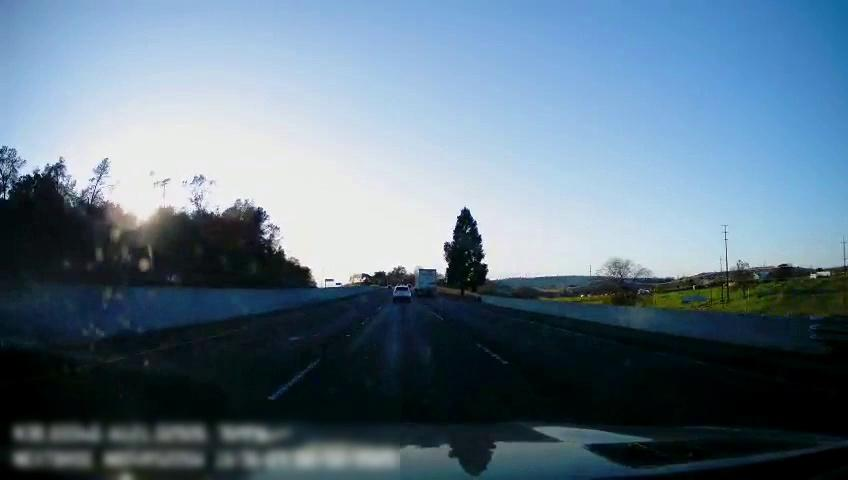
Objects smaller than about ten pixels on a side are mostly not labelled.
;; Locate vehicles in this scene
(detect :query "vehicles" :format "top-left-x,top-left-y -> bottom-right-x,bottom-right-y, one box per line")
414,268 -> 437,295
392,285 -> 412,302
